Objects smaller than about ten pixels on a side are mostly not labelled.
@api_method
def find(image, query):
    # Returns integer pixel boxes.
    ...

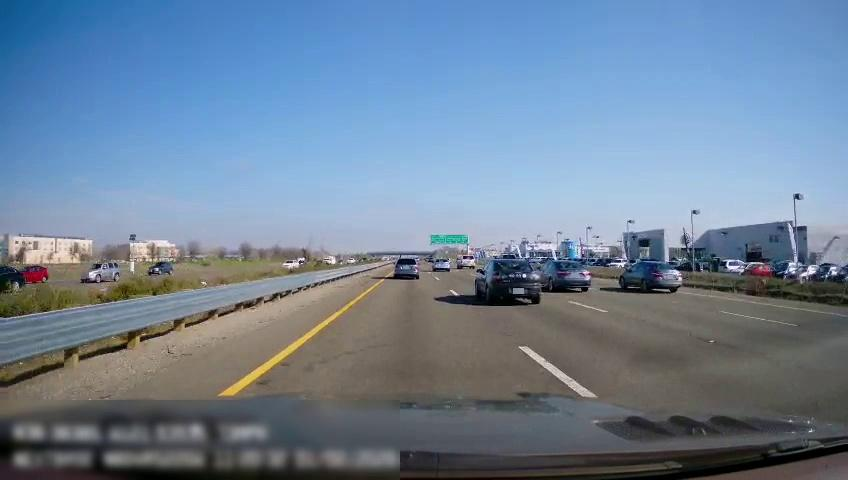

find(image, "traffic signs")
[430,233,469,245]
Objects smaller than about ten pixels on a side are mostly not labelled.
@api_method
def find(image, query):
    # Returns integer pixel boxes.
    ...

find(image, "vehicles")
[147,261,176,277]
[474,258,542,306]
[280,259,300,273]
[0,265,25,294]
[393,257,420,280]
[79,261,122,284]
[346,257,358,265]
[456,254,476,270]
[13,263,49,284]
[432,257,451,272]
[321,255,336,266]
[618,260,683,294]
[494,253,516,260]
[532,259,592,293]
